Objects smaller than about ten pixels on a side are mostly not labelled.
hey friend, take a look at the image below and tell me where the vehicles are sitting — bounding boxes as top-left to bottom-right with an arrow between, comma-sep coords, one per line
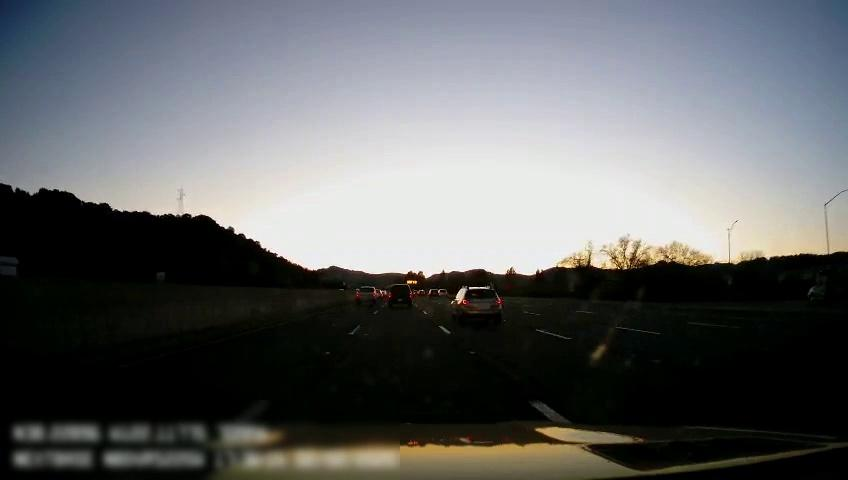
376,288 -> 384,301
807,274 -> 848,306
428,288 -> 439,297
439,288 -> 448,297
450,286 -> 503,323
0,255 -> 21,277
386,283 -> 414,307
354,286 -> 378,308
